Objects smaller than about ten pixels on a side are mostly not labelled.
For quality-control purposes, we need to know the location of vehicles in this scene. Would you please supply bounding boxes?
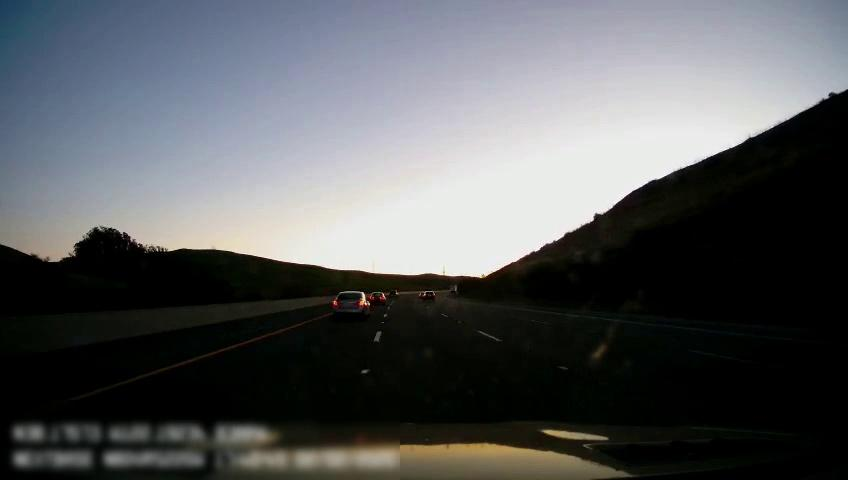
[423,291,435,301]
[332,291,371,319]
[388,290,399,298]
[369,292,386,305]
